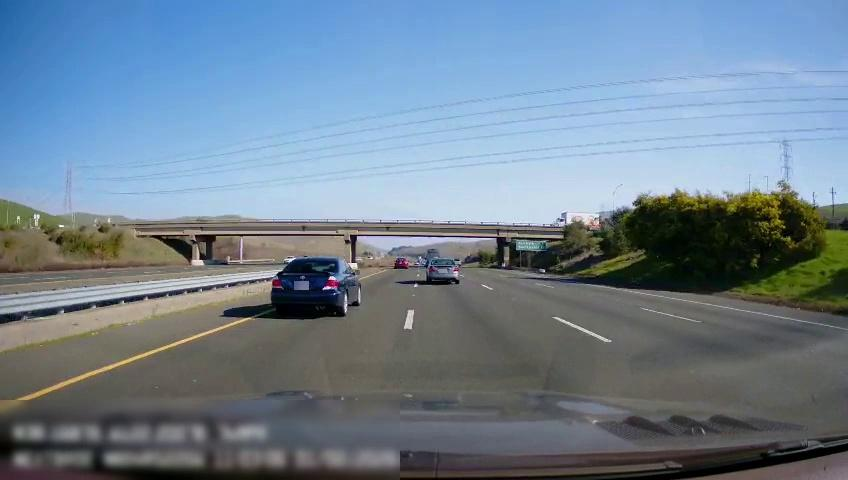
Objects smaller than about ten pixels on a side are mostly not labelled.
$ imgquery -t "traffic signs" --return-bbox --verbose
[515,239,546,252]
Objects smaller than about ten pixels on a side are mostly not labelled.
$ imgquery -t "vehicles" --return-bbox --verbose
[423,247,440,267]
[422,257,461,284]
[269,254,362,318]
[393,257,409,270]
[283,255,296,264]
[553,210,600,226]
